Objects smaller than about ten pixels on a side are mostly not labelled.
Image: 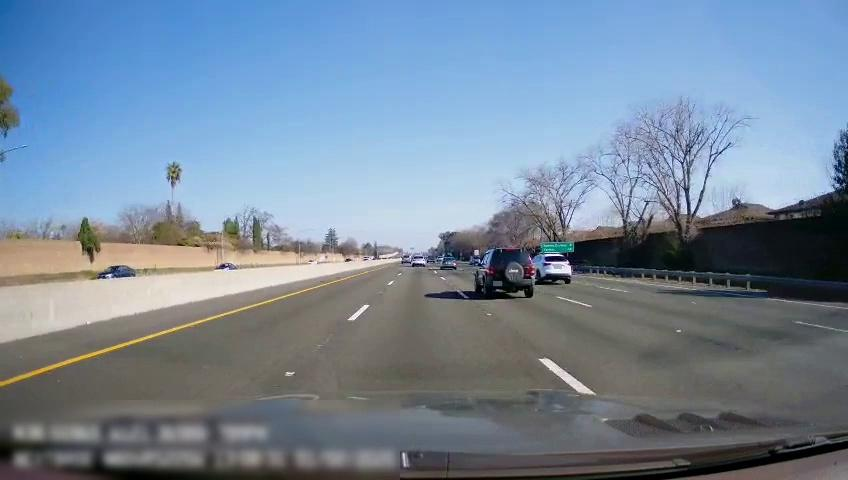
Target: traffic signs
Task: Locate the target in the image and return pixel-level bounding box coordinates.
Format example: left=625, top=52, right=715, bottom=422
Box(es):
left=540, top=241, right=575, bottom=253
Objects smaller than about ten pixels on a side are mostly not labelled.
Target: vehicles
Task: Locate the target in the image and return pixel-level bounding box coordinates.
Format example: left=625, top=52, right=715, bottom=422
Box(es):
left=96, top=265, right=137, bottom=279
left=412, top=255, right=426, bottom=267
left=473, top=248, right=537, bottom=299
left=533, top=254, right=572, bottom=285
left=401, top=254, right=412, bottom=265
left=439, top=256, right=457, bottom=270
left=214, top=262, right=237, bottom=271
